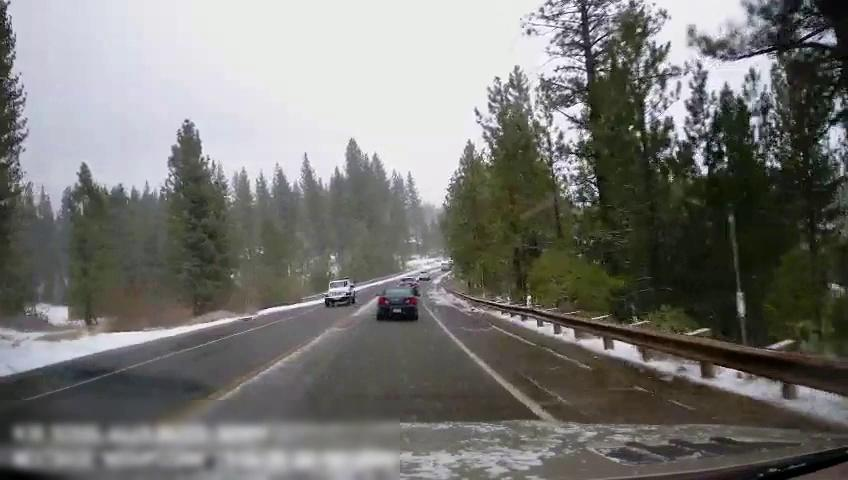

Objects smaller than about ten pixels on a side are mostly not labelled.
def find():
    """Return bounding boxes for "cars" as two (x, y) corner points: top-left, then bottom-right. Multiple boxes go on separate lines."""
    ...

(375, 288), (419, 322)
(398, 277), (418, 297)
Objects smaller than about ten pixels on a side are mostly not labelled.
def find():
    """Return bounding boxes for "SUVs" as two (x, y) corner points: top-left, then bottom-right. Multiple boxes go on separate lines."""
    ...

(324, 279), (356, 307)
